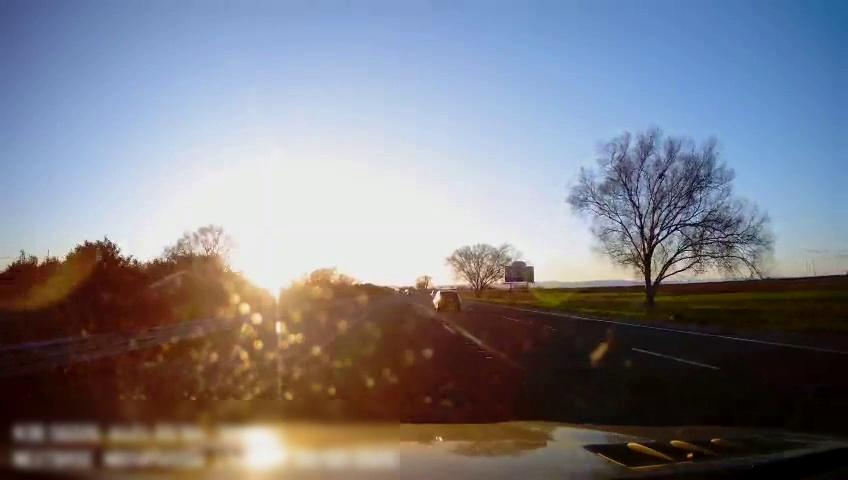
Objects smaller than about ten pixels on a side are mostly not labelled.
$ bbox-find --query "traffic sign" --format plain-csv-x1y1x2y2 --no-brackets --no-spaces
505,265,534,283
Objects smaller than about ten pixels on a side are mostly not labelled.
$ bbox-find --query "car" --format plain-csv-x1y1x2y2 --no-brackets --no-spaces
432,291,461,312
